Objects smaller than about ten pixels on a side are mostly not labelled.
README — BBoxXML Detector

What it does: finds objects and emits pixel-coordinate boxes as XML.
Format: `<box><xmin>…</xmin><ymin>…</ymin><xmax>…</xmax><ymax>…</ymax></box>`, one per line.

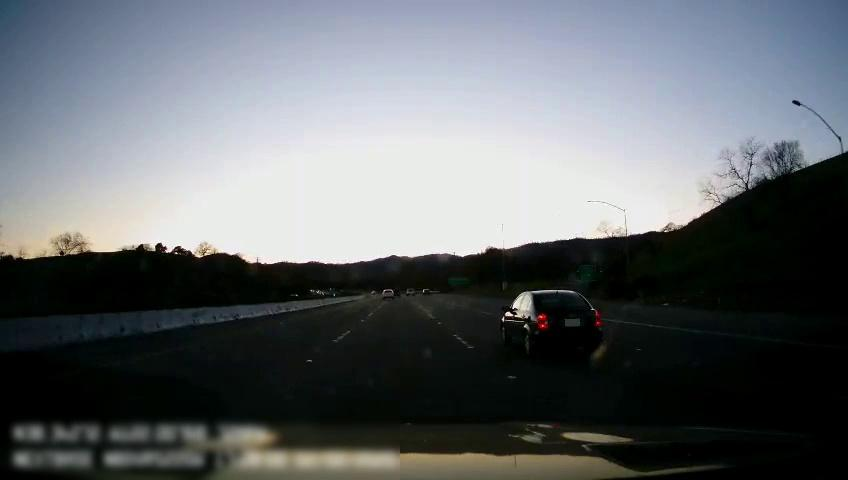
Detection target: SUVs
<box><xmin>382</xmin><ymin>289</ymin><xmax>395</xmax><ymax>300</ymax></box>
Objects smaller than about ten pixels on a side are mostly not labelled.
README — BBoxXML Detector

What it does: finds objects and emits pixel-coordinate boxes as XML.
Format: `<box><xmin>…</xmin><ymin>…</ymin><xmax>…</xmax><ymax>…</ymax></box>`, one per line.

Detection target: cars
<box><xmin>500</xmin><ymin>291</ymin><xmax>602</xmax><ymax>358</ymax></box>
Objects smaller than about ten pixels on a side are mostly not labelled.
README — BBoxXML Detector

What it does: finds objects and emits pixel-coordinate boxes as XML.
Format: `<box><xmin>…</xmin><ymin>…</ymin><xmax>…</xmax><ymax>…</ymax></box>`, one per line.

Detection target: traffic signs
<box><xmin>576</xmin><ymin>265</ymin><xmax>595</xmax><ymax>281</ymax></box>
<box><xmin>448</xmin><ymin>277</ymin><xmax>471</xmax><ymax>286</ymax></box>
